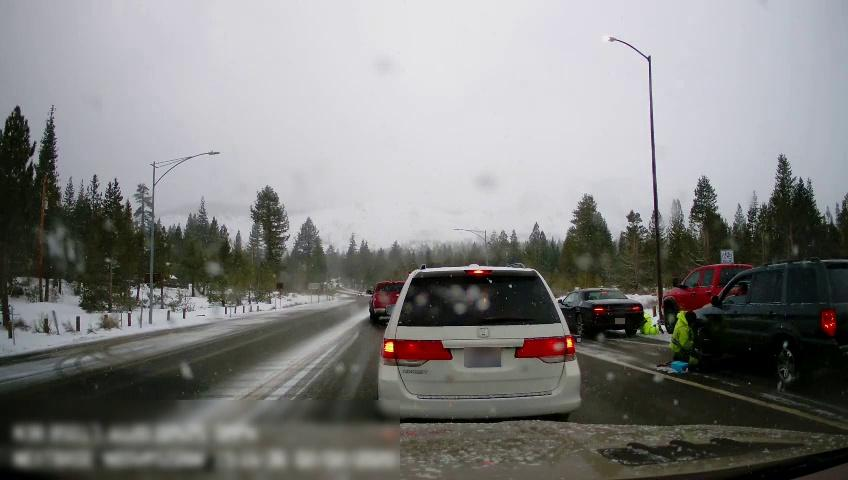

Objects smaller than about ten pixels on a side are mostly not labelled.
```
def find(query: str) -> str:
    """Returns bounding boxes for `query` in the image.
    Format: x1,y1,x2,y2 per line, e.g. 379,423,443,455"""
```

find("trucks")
369,279,406,322
662,264,744,334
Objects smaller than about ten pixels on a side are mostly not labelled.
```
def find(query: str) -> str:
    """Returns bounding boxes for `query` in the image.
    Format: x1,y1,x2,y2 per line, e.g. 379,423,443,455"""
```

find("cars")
557,288,645,338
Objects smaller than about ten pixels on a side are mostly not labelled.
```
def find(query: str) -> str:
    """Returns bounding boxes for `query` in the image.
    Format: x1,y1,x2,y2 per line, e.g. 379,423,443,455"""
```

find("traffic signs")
719,249,734,264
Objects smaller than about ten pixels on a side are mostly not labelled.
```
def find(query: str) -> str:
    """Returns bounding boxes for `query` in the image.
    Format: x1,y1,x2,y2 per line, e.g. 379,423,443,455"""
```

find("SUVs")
688,259,848,388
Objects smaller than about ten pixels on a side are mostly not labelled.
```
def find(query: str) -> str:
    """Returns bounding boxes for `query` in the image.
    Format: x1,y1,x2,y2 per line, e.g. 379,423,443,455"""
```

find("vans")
377,263,584,423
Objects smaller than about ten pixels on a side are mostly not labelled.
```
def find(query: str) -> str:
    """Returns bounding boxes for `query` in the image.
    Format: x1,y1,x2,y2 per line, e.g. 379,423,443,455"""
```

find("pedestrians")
644,314,665,336
670,309,704,366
